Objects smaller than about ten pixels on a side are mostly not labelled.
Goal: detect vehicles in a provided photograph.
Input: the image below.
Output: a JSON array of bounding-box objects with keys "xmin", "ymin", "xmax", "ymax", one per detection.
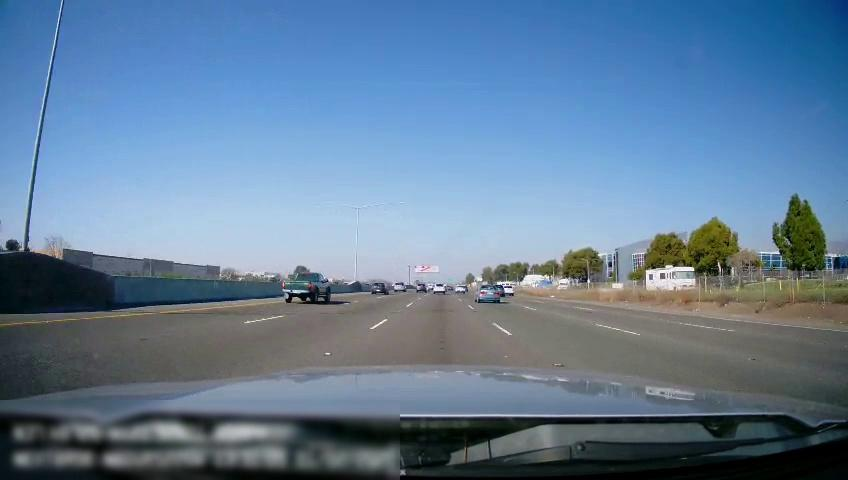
[
  {"xmin": 393, "ymin": 281, "xmax": 407, "ymax": 293},
  {"xmin": 645, "ymin": 264, "xmax": 697, "ymax": 293},
  {"xmin": 371, "ymin": 282, "xmax": 390, "ymax": 295},
  {"xmin": 416, "ymin": 283, "xmax": 427, "ymax": 293},
  {"xmin": 455, "ymin": 284, "xmax": 466, "ymax": 294},
  {"xmin": 281, "ymin": 271, "xmax": 332, "ymax": 304},
  {"xmin": 473, "ymin": 284, "xmax": 501, "ymax": 304},
  {"xmin": 492, "ymin": 284, "xmax": 505, "ymax": 298},
  {"xmin": 495, "ymin": 280, "xmax": 514, "ymax": 287},
  {"xmin": 433, "ymin": 283, "xmax": 446, "ymax": 295},
  {"xmin": 500, "ymin": 284, "xmax": 515, "ymax": 297}
]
